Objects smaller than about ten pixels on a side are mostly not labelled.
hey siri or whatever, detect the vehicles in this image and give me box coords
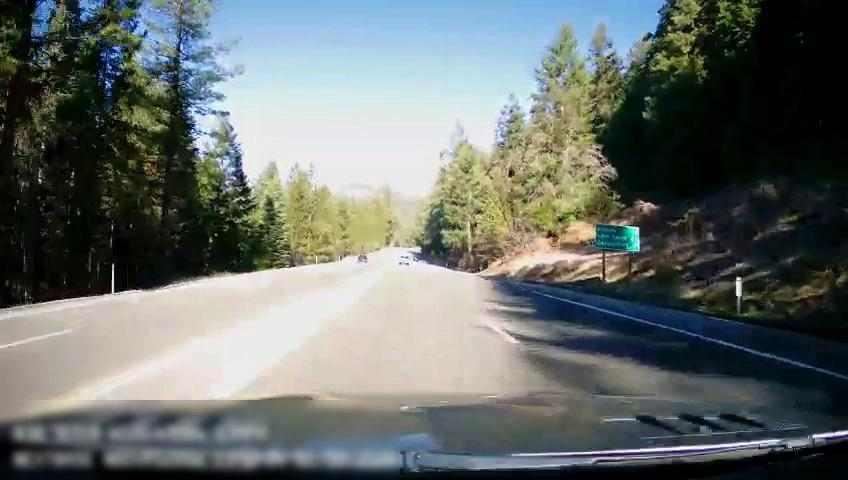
[357,254,369,264]
[398,255,410,266]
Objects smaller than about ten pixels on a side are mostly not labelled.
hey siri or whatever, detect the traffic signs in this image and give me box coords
[594,222,640,252]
